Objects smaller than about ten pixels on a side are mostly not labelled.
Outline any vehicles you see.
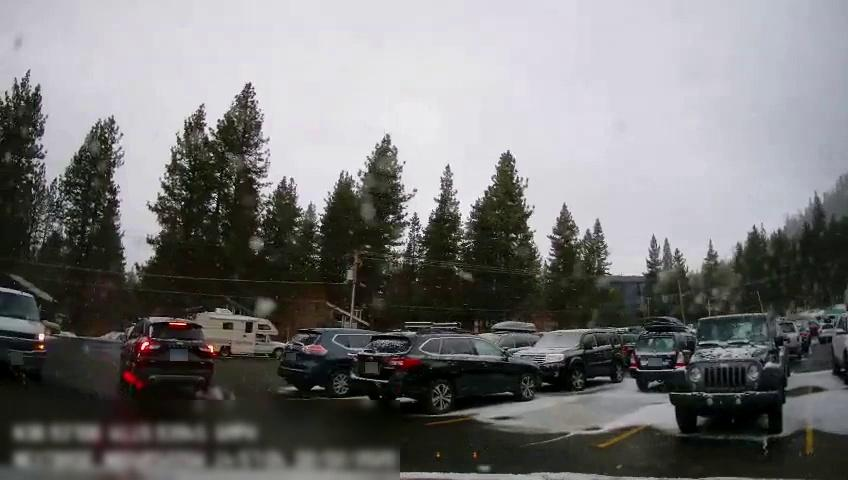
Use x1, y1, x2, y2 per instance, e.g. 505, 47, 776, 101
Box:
0, 288, 49, 380
194, 307, 288, 360
117, 319, 218, 405
631, 330, 695, 393
349, 331, 542, 415
774, 318, 811, 354
668, 312, 789, 438
478, 332, 544, 354
276, 329, 383, 398
512, 327, 628, 392
831, 310, 848, 385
